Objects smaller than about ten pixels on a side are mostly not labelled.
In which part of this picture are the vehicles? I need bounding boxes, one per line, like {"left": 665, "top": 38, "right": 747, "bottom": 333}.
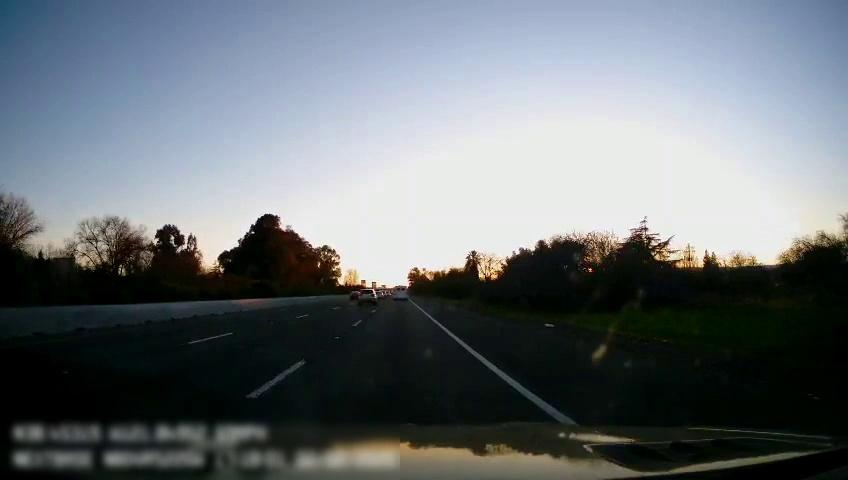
{"left": 394, "top": 285, "right": 409, "bottom": 301}
{"left": 350, "top": 290, "right": 363, "bottom": 300}
{"left": 358, "top": 288, "right": 378, "bottom": 305}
